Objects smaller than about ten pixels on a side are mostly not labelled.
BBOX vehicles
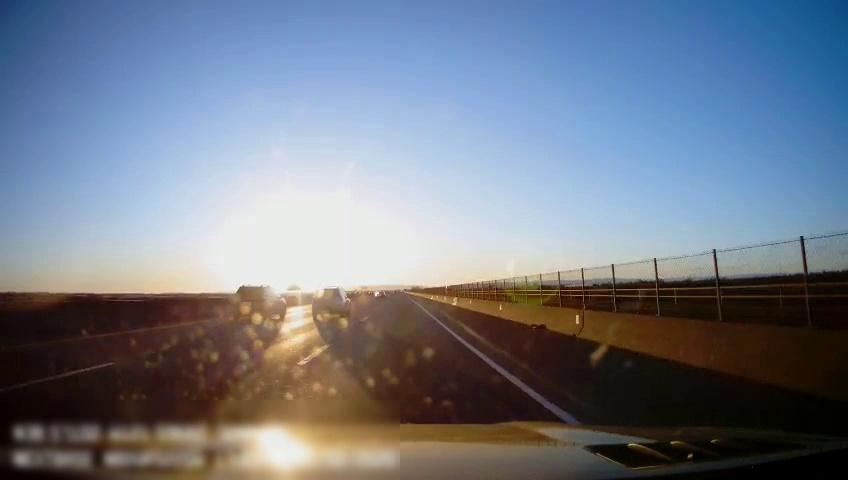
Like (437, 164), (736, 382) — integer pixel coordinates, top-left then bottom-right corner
(375, 291), (386, 300)
(311, 287), (352, 318)
(232, 285), (287, 321)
